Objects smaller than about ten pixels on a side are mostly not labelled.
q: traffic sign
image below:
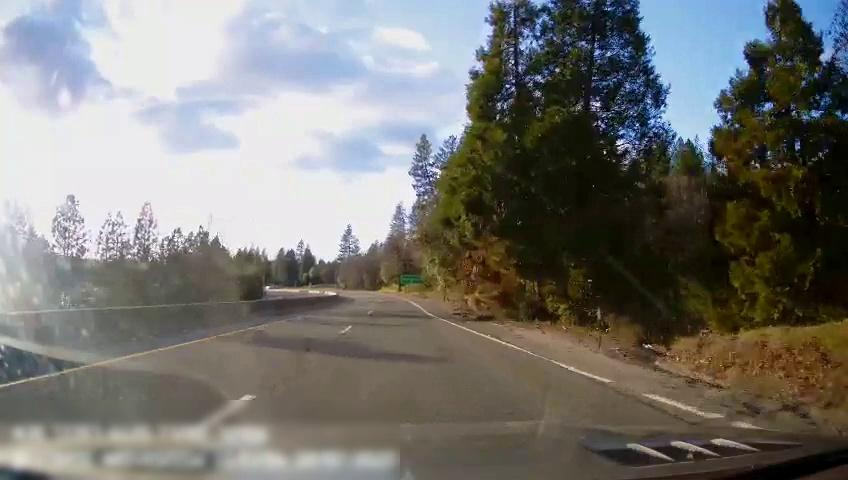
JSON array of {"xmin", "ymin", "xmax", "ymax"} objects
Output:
[{"xmin": 399, "ymin": 274, "xmax": 420, "ymax": 285}]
